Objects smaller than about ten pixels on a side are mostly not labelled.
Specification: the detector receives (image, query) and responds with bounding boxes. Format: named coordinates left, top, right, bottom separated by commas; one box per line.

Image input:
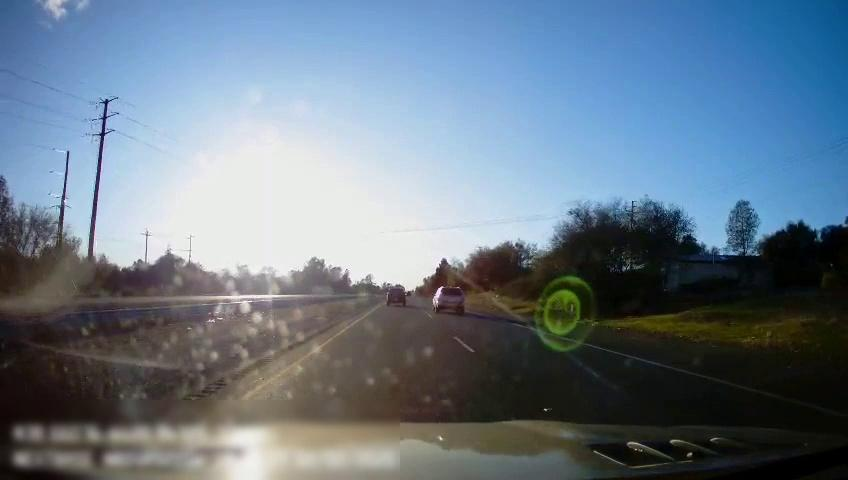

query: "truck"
left=386, top=288, right=406, bottom=306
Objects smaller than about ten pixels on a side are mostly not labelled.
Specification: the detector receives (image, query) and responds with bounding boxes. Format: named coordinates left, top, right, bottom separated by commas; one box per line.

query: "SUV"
left=432, top=286, right=465, bottom=314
